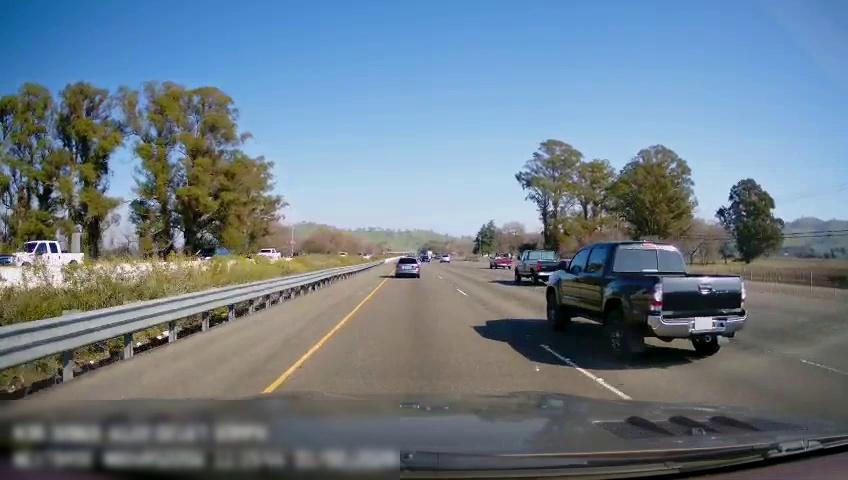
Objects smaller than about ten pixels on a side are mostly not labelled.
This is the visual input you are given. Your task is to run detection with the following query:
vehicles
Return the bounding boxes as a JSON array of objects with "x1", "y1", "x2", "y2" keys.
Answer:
[
  {"x1": 7, "y1": 239, "x2": 85, "y2": 269},
  {"x1": 439, "y1": 254, "x2": 451, "y2": 264},
  {"x1": 544, "y1": 239, "x2": 750, "y2": 357},
  {"x1": 514, "y1": 249, "x2": 573, "y2": 286},
  {"x1": 0, "y1": 254, "x2": 18, "y2": 268},
  {"x1": 489, "y1": 252, "x2": 512, "y2": 270},
  {"x1": 255, "y1": 248, "x2": 281, "y2": 259},
  {"x1": 188, "y1": 247, "x2": 232, "y2": 262},
  {"x1": 395, "y1": 257, "x2": 421, "y2": 279}
]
